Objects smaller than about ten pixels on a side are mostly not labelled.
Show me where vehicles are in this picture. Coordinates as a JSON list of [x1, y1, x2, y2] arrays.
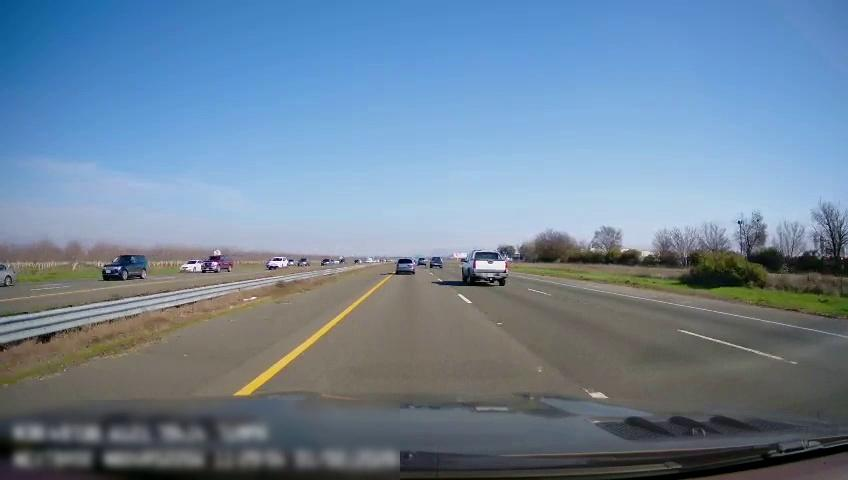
[[297, 258, 311, 267], [320, 259, 331, 267], [267, 257, 290, 270], [179, 260, 202, 273], [461, 250, 509, 286], [101, 255, 148, 281], [395, 257, 416, 274], [200, 255, 233, 274], [0, 262, 15, 288], [430, 256, 443, 268]]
